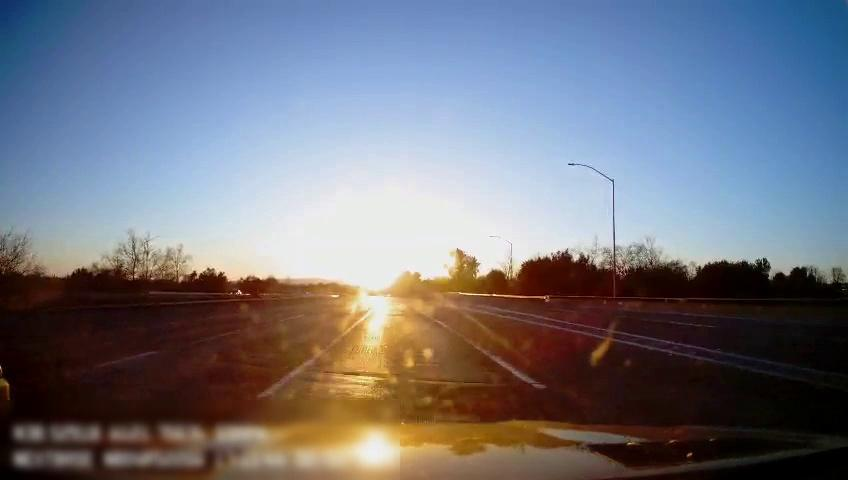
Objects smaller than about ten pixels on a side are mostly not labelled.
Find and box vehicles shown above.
[0,366,10,436]
[230,289,242,296]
